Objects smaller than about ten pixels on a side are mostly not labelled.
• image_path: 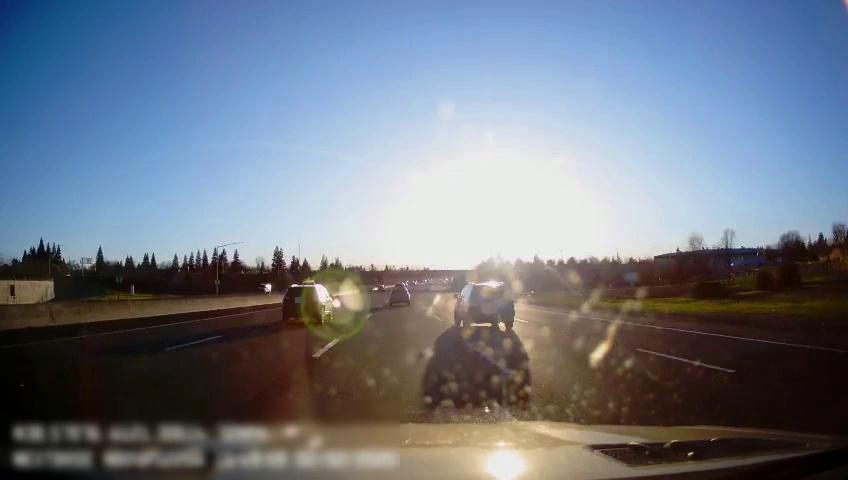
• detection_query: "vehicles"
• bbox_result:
[255,282,273,296]
[454,281,515,332]
[389,282,410,307]
[281,284,334,328]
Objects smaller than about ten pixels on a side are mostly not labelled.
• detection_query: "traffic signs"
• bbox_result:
[625,272,640,282]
